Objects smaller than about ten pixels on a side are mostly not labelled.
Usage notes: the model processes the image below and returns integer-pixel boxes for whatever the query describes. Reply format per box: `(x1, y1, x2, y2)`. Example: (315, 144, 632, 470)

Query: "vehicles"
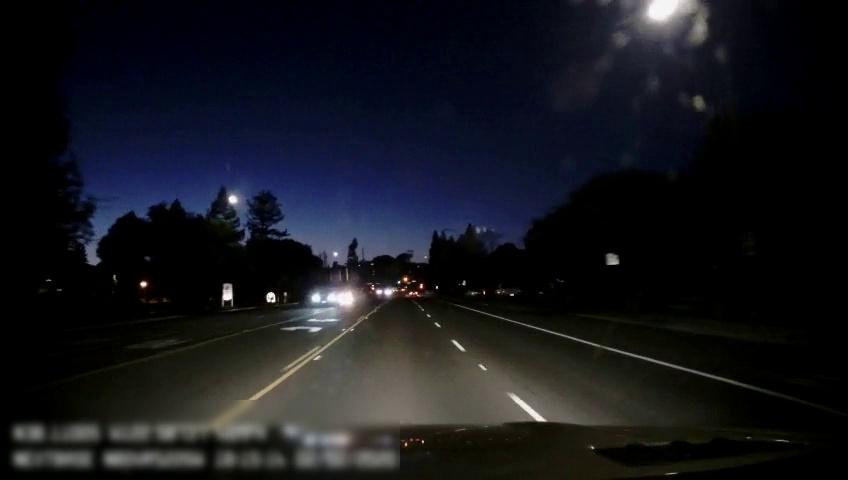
(310, 290, 336, 309)
(344, 286, 367, 302)
(495, 282, 523, 301)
